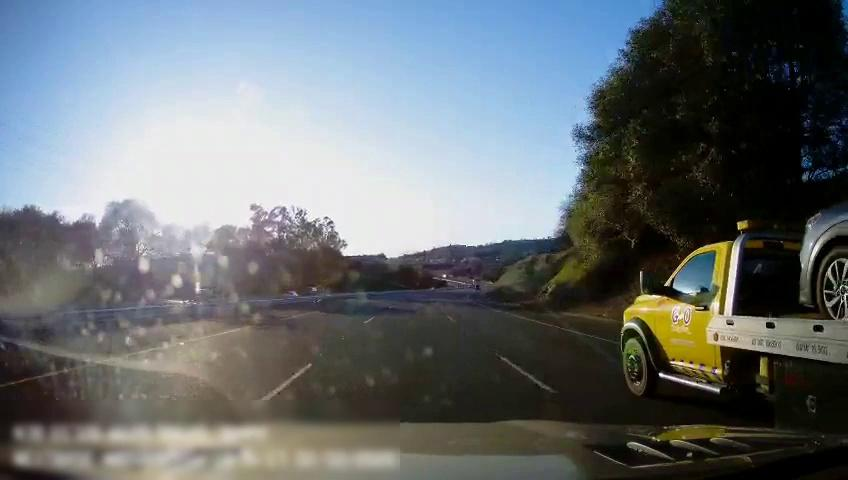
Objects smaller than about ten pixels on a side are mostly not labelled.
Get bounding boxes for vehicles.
[281,291,299,300]
[302,287,318,296]
[620,201,848,435]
